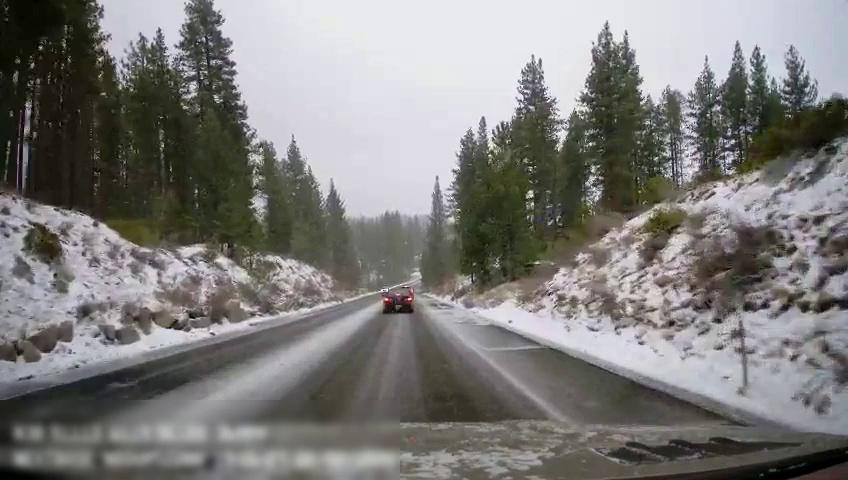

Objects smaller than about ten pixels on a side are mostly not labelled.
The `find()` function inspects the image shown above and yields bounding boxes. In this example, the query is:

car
[383,286,415,314]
